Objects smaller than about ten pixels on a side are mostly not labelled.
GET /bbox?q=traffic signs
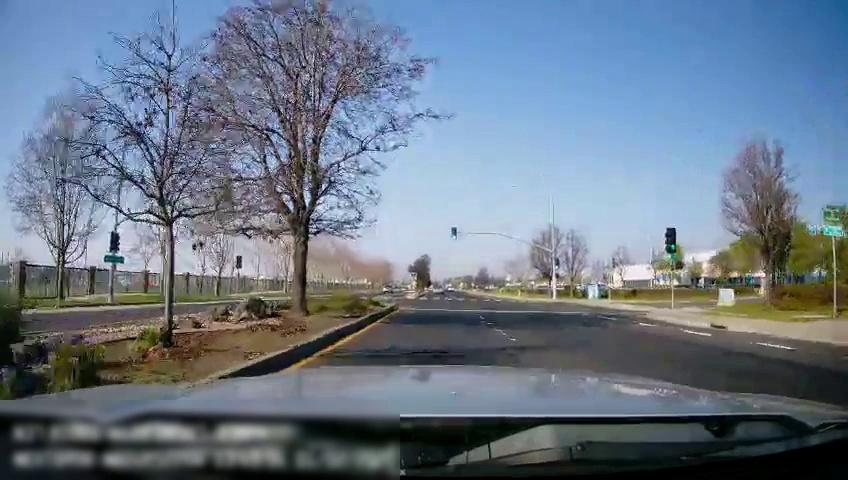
[821,204,848,239]
[103,254,126,265]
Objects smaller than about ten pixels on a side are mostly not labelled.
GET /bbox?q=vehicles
[431,286,445,295]
[382,285,393,293]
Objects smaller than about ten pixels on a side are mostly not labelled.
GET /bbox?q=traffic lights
[450,226,458,237]
[662,225,680,255]
[108,228,121,253]
[554,257,561,270]
[235,255,243,270]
